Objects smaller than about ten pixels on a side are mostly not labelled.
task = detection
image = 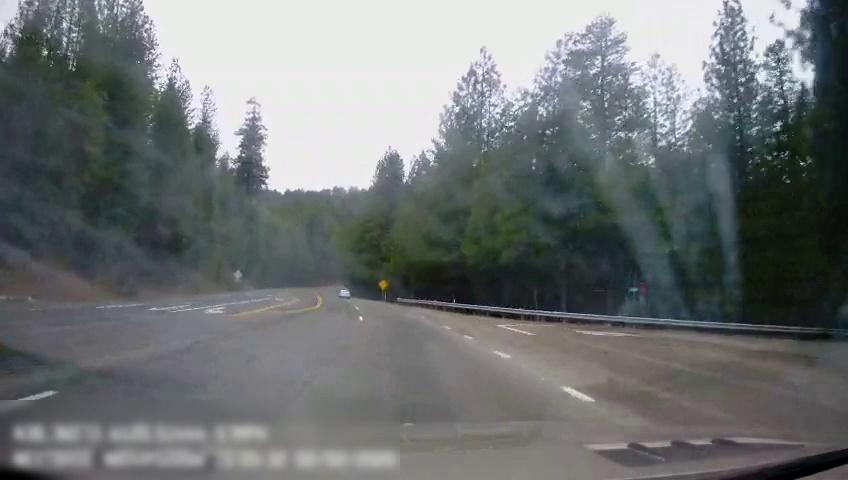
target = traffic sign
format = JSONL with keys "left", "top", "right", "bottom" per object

{"left": 377, "top": 279, "right": 389, "bottom": 291}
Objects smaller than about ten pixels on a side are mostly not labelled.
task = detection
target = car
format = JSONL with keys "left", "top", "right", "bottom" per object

{"left": 338, "top": 289, "right": 351, "bottom": 300}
